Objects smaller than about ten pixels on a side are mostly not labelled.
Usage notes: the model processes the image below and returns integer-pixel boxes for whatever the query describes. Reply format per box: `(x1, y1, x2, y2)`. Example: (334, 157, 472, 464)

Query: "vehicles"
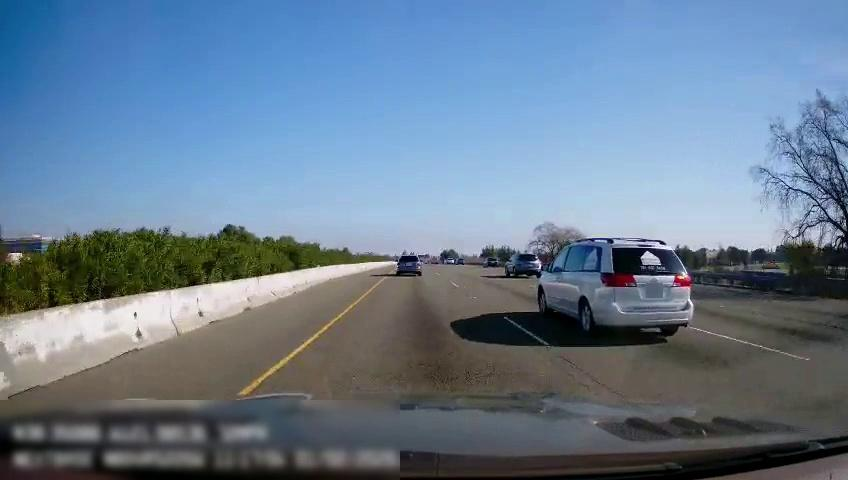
(504, 252, 542, 278)
(483, 256, 499, 268)
(537, 241, 694, 337)
(395, 255, 424, 277)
